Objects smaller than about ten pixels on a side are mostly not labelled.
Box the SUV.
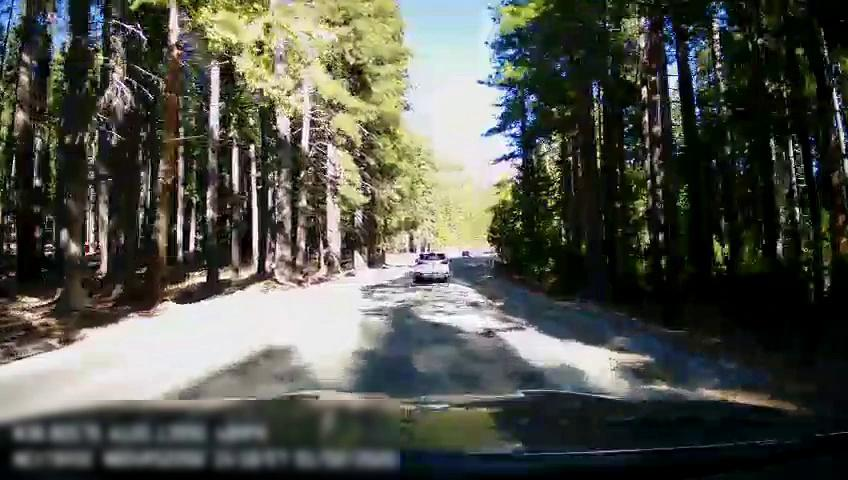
[413,252,450,284]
